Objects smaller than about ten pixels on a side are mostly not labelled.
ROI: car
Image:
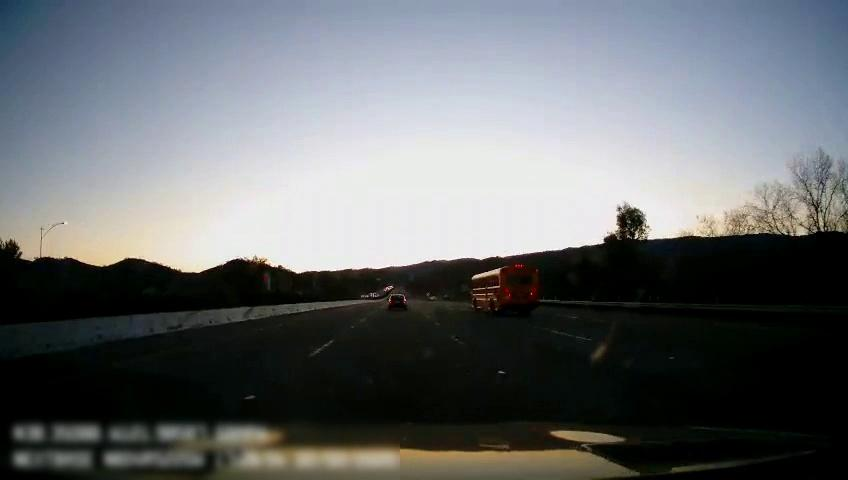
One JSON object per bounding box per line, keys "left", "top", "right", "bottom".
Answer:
{"left": 388, "top": 294, "right": 408, "bottom": 311}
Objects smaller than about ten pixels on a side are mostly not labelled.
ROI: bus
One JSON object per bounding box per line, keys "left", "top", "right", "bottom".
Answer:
{"left": 471, "top": 264, "right": 539, "bottom": 317}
